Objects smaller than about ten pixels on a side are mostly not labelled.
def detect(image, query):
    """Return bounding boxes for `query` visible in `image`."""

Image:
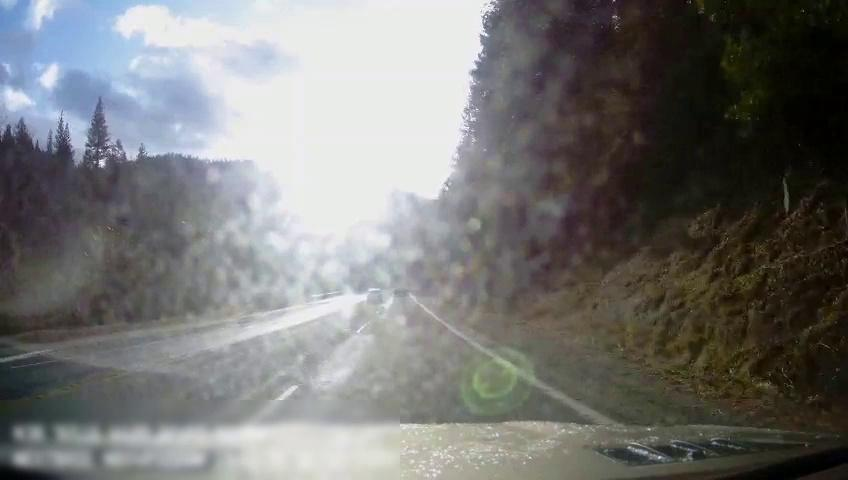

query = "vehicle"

[366,287,384,304]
